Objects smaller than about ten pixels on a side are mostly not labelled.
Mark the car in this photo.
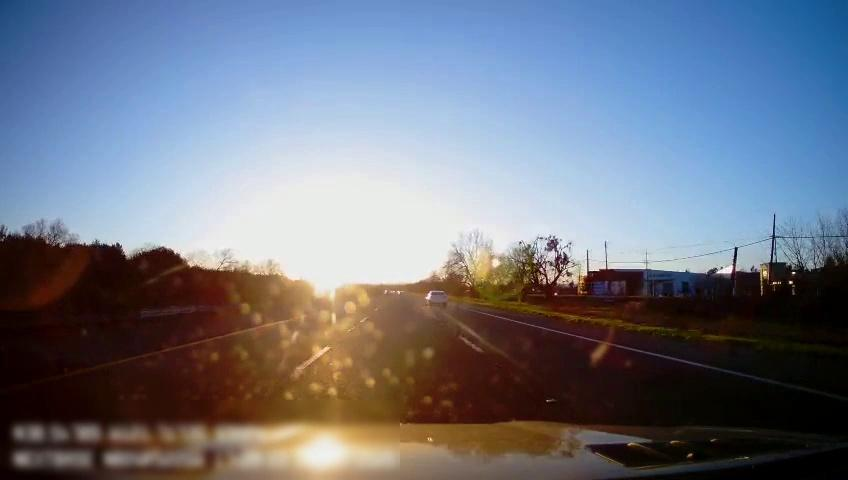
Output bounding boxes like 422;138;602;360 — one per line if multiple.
426;290;447;306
